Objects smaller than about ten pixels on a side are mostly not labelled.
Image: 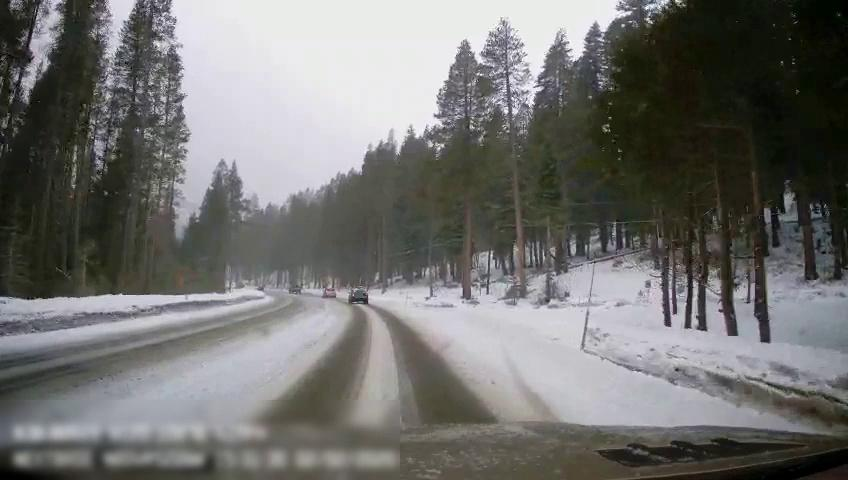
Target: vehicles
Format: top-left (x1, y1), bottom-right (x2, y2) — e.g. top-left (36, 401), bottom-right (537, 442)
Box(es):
top-left (323, 288), bottom-right (337, 298)
top-left (288, 285), bottom-right (301, 294)
top-left (348, 286), bottom-right (369, 305)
